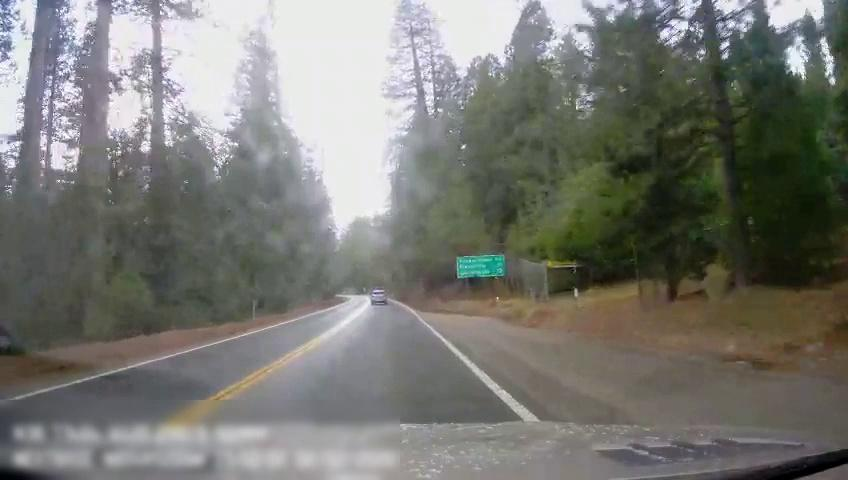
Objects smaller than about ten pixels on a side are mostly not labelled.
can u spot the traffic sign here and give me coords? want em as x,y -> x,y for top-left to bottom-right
455,253 -> 507,280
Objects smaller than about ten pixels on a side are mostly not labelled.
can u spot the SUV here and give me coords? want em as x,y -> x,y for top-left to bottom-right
370,290 -> 389,306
